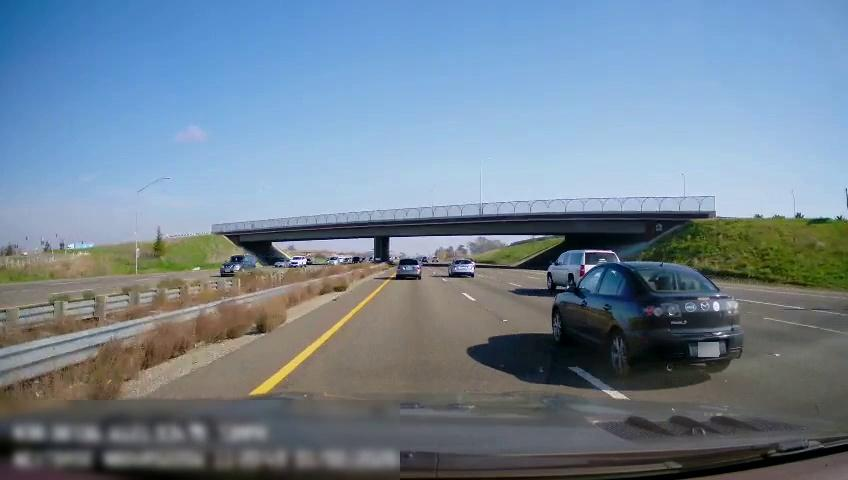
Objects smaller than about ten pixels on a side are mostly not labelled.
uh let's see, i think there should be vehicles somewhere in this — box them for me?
[219,254,258,278]
[467,259,476,270]
[326,256,340,266]
[287,255,307,269]
[448,258,475,278]
[395,258,422,280]
[351,256,363,265]
[545,249,621,292]
[305,258,313,265]
[274,258,292,269]
[551,261,744,380]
